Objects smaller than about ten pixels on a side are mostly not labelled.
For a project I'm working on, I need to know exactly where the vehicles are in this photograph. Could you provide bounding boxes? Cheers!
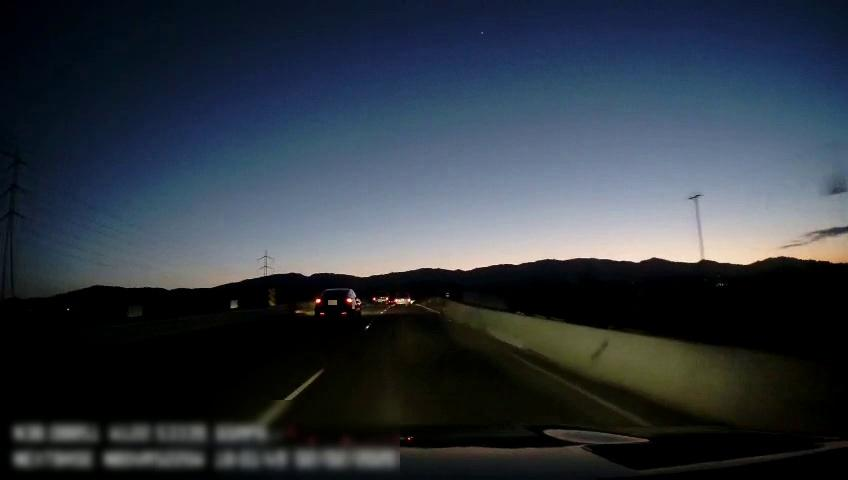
[313,288,364,328]
[394,295,413,308]
[372,294,390,306]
